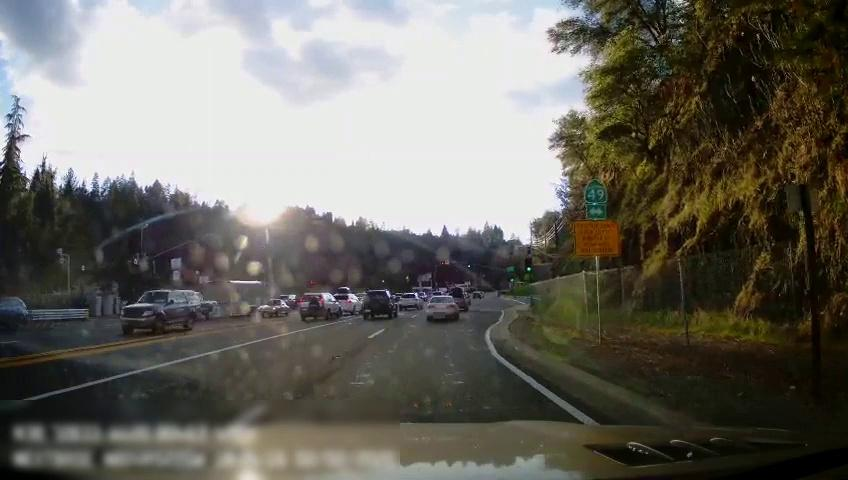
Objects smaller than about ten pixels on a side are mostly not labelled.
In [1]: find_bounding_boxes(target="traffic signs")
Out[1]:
[585,180,608,204]
[585,203,607,220]
[572,219,621,258]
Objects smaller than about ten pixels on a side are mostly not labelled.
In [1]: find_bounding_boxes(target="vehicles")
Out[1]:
[279,294,297,309]
[298,292,343,321]
[333,286,363,315]
[450,283,472,312]
[197,289,218,321]
[361,289,398,321]
[258,299,291,318]
[205,279,263,307]
[118,289,199,336]
[0,297,29,330]
[425,295,459,322]
[397,292,425,311]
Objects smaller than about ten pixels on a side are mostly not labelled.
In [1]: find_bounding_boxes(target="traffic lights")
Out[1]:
[525,256,535,274]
